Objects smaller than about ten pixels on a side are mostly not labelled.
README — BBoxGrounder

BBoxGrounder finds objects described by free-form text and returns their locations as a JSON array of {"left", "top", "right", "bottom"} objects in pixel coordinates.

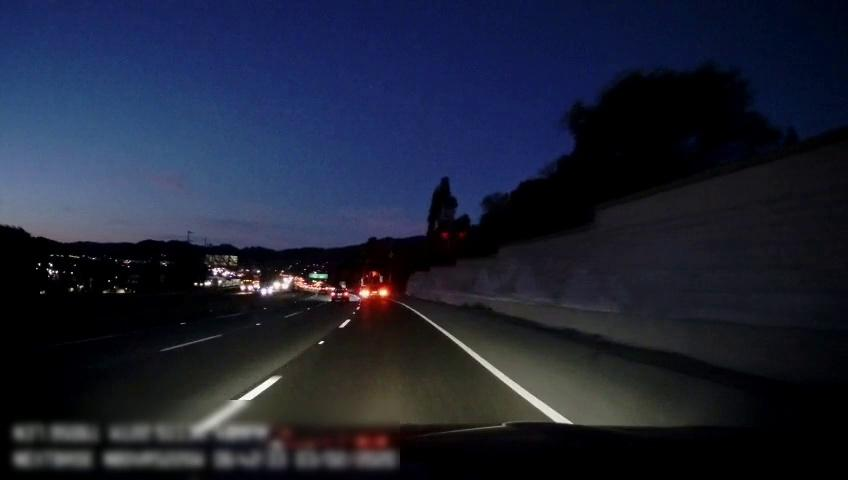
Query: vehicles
[
  {"left": 358, "top": 271, "right": 389, "bottom": 305},
  {"left": 331, "top": 287, "right": 350, "bottom": 303},
  {"left": 239, "top": 279, "right": 261, "bottom": 292}
]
